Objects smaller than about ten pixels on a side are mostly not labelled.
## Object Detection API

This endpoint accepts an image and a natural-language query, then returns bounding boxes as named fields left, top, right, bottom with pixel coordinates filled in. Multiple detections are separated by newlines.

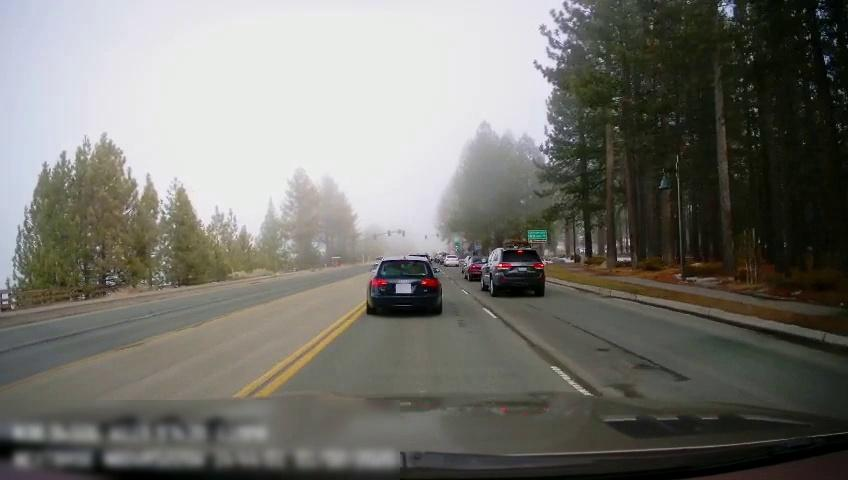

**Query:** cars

left=464, top=258, right=486, bottom=281
left=366, top=257, right=443, bottom=316
left=444, top=254, right=460, bottom=267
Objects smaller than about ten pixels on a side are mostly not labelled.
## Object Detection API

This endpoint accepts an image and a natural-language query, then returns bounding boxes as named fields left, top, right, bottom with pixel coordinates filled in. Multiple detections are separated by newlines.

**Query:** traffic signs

left=527, top=229, right=549, bottom=242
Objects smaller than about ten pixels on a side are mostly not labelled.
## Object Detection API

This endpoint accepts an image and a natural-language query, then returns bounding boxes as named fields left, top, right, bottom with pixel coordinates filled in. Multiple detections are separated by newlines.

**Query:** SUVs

left=481, top=247, right=546, bottom=297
